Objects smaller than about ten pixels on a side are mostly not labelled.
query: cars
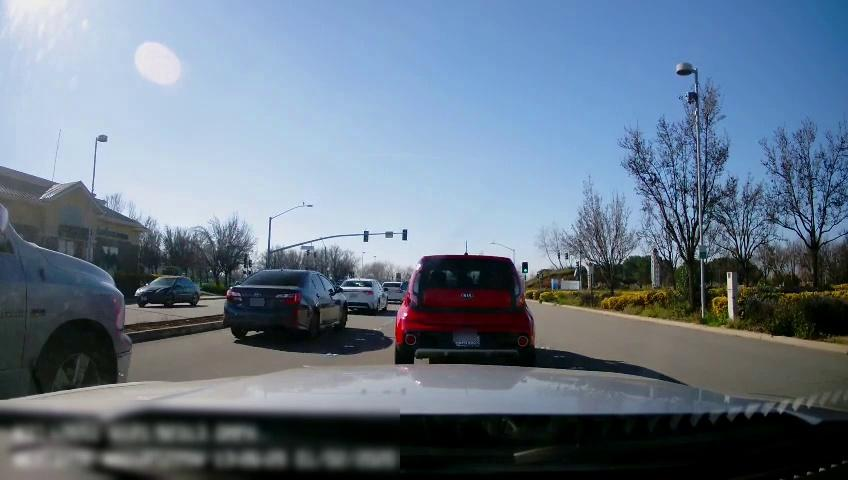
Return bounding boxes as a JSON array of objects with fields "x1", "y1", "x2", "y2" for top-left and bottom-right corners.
[
  {"x1": 394, "y1": 254, "x2": 536, "y2": 368},
  {"x1": 382, "y1": 282, "x2": 407, "y2": 302},
  {"x1": 133, "y1": 276, "x2": 202, "y2": 308},
  {"x1": 223, "y1": 269, "x2": 348, "y2": 344},
  {"x1": 339, "y1": 278, "x2": 390, "y2": 317}
]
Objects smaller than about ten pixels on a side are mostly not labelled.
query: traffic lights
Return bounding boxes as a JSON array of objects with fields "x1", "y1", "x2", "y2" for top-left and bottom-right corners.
[
  {"x1": 402, "y1": 229, "x2": 408, "y2": 241},
  {"x1": 363, "y1": 231, "x2": 369, "y2": 242},
  {"x1": 521, "y1": 262, "x2": 528, "y2": 273}
]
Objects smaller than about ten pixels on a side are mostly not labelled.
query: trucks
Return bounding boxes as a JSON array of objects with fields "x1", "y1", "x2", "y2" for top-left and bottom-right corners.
[{"x1": 0, "y1": 200, "x2": 132, "y2": 401}]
